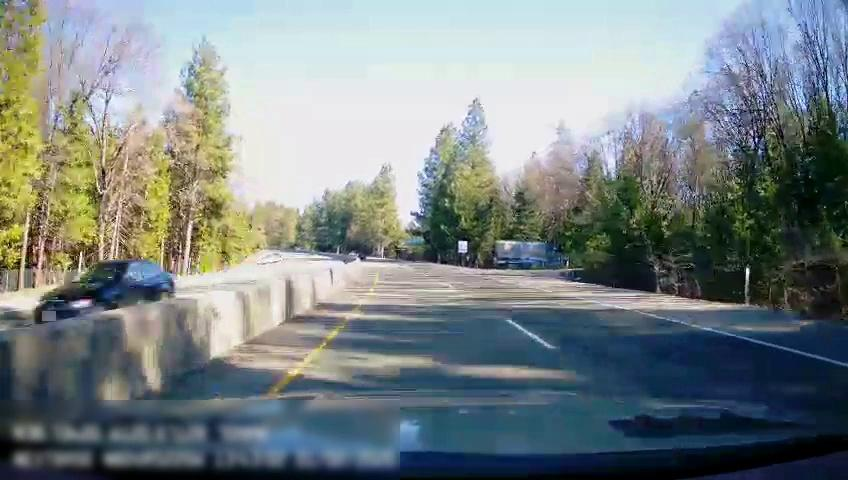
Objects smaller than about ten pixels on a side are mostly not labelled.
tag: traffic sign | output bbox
[457,240,468,254]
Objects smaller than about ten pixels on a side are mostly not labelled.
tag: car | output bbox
[32,259,177,326]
